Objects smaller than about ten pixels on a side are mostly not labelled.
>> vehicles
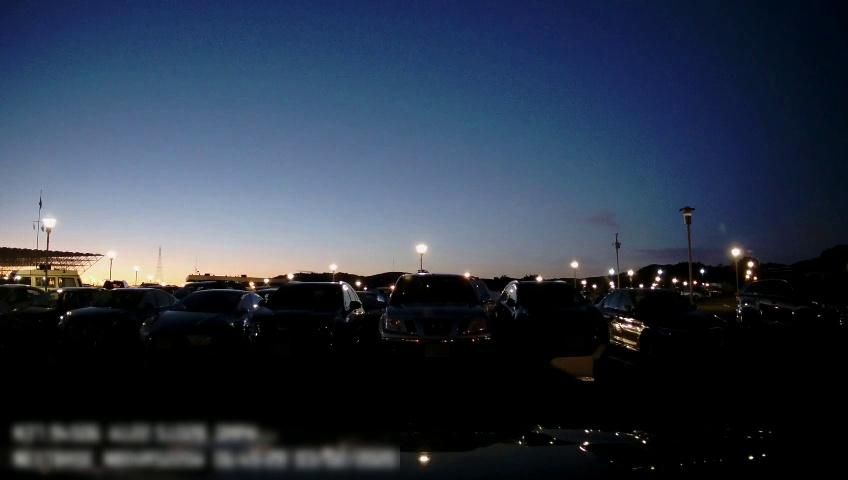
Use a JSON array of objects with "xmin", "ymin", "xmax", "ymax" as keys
[
  {"xmin": 491, "ymin": 278, "xmax": 614, "ymax": 366},
  {"xmin": 102, "ymin": 279, "xmax": 129, "ymax": 290},
  {"xmin": 240, "ymin": 279, "xmax": 372, "ymax": 373},
  {"xmin": 52, "ymin": 287, "xmax": 179, "ymax": 355},
  {"xmin": 137, "ymin": 288, "xmax": 266, "ymax": 365},
  {"xmin": 0, "ymin": 283, "xmax": 47, "ymax": 323},
  {"xmin": 373, "ymin": 271, "xmax": 503, "ymax": 381},
  {"xmin": 737, "ymin": 276, "xmax": 848, "ymax": 345},
  {"xmin": 590, "ymin": 288, "xmax": 738, "ymax": 371},
  {"xmin": 0, "ymin": 266, "xmax": 82, "ymax": 294},
  {"xmin": 3, "ymin": 288, "xmax": 109, "ymax": 337}
]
